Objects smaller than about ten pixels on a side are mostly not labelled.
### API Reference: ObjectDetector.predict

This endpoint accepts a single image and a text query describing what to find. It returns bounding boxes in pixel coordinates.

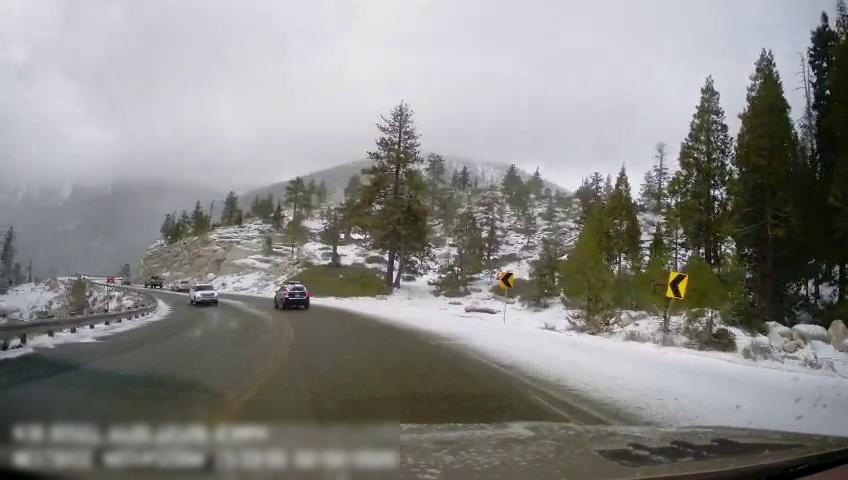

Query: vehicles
[171,279,190,292]
[189,284,218,306]
[144,275,164,289]
[274,280,310,311]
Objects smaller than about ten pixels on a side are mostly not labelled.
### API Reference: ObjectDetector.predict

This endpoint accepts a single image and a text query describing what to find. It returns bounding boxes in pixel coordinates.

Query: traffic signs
[664,272,689,299]
[499,272,513,288]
